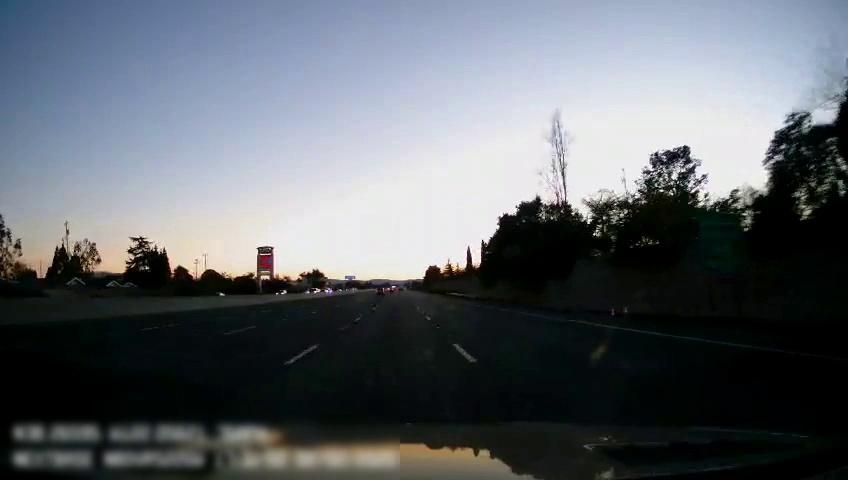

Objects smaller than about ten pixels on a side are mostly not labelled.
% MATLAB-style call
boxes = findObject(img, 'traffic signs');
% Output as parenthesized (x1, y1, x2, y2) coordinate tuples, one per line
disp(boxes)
(697, 213, 743, 271)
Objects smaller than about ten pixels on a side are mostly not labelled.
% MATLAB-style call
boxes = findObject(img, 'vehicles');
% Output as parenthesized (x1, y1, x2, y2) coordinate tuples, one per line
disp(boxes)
(211, 292, 225, 297)
(275, 290, 288, 295)
(306, 288, 321, 295)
